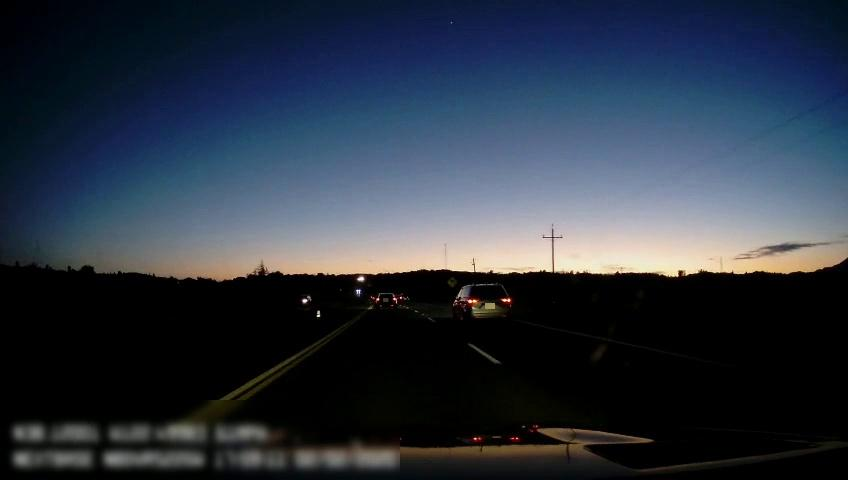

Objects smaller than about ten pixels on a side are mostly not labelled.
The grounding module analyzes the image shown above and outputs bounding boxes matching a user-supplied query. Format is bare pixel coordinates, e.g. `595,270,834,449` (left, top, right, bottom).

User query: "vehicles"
375,292,397,310
453,284,513,330
296,294,312,307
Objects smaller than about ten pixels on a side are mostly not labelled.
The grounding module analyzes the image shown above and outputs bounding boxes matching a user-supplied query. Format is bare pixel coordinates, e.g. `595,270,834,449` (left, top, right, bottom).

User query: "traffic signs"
446,277,458,288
